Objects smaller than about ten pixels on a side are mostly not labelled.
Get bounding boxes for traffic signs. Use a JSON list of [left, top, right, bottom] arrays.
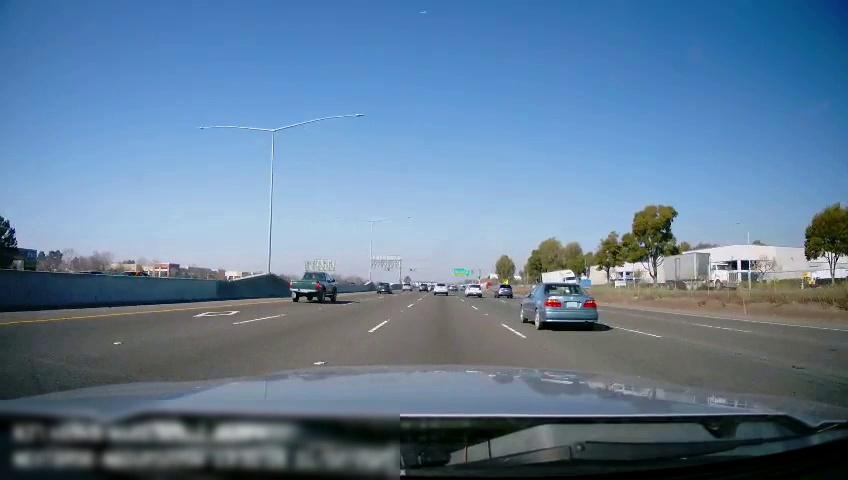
[[454, 267, 472, 277]]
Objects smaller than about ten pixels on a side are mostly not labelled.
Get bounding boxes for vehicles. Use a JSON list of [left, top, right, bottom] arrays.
[[519, 282, 599, 331], [419, 284, 429, 293], [494, 284, 513, 299], [120, 270, 151, 280], [662, 251, 739, 291], [376, 282, 393, 294], [541, 269, 577, 285], [402, 282, 413, 292], [433, 283, 449, 296], [289, 272, 337, 304], [76, 271, 106, 276], [464, 284, 483, 298]]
